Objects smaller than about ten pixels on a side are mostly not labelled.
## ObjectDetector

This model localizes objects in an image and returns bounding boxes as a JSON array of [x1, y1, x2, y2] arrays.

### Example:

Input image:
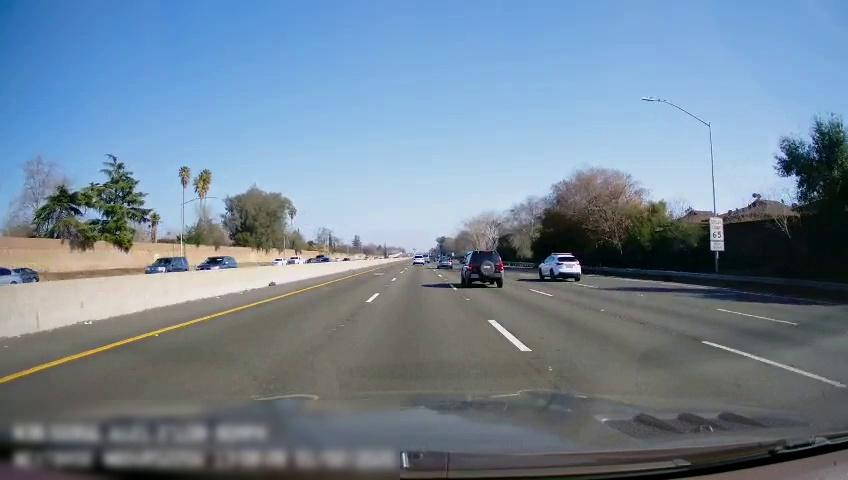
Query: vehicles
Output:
[[0, 267, 24, 285], [315, 254, 330, 262], [271, 258, 287, 265], [538, 254, 582, 282], [412, 254, 426, 266], [460, 250, 505, 288], [437, 256, 453, 270], [145, 257, 190, 274], [196, 256, 239, 270], [13, 267, 40, 283], [286, 255, 306, 264], [304, 257, 321, 264]]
